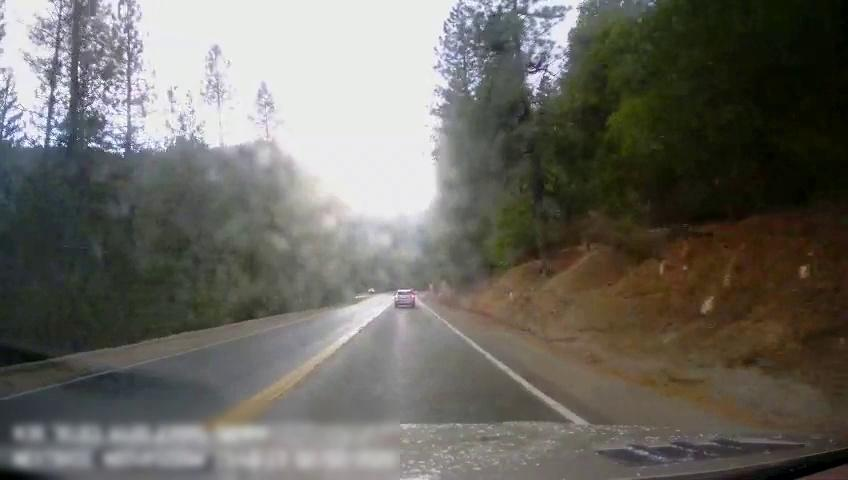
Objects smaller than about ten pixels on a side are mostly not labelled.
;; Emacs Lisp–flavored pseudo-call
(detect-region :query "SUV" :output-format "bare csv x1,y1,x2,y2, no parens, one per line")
394,289,416,307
